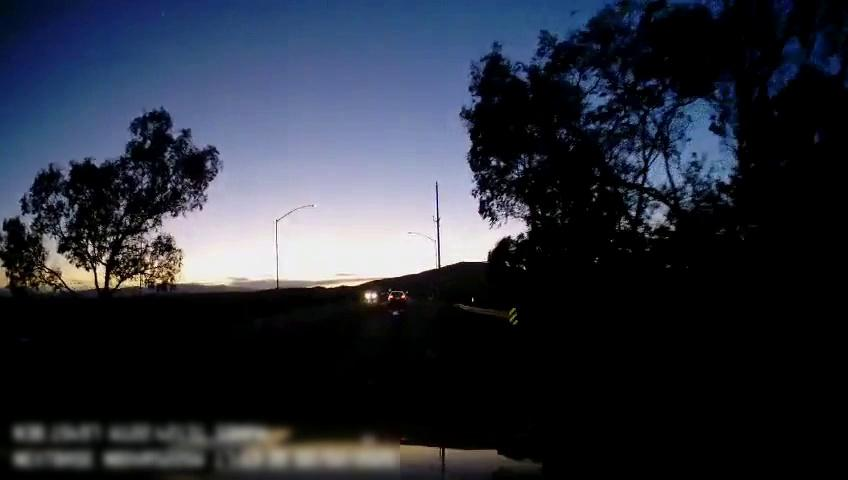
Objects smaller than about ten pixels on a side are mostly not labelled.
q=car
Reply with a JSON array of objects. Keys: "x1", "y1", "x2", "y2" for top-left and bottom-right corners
[{"x1": 387, "y1": 290, "x2": 407, "y2": 305}]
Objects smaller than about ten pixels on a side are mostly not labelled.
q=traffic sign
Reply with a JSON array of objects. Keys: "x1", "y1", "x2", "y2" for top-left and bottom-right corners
[{"x1": 509, "y1": 307, "x2": 519, "y2": 326}]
